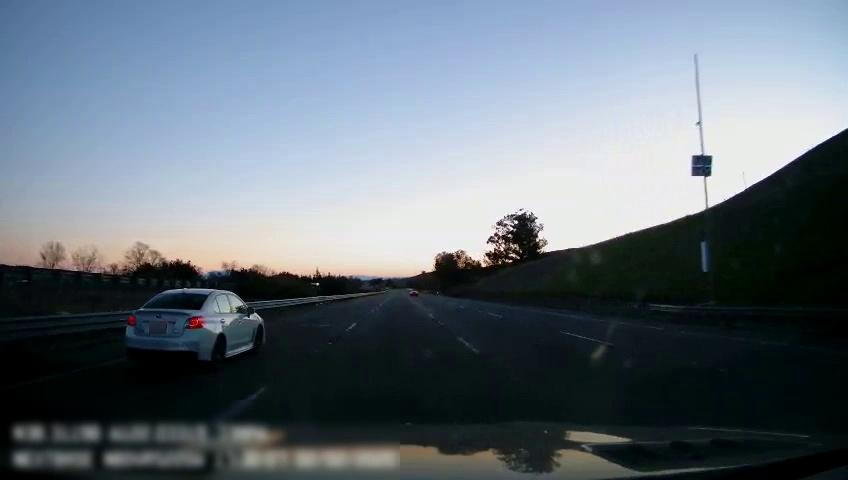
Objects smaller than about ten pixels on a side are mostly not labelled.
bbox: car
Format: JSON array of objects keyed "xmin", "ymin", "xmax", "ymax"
[{"xmin": 124, "ymin": 288, "xmax": 265, "ymax": 371}]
